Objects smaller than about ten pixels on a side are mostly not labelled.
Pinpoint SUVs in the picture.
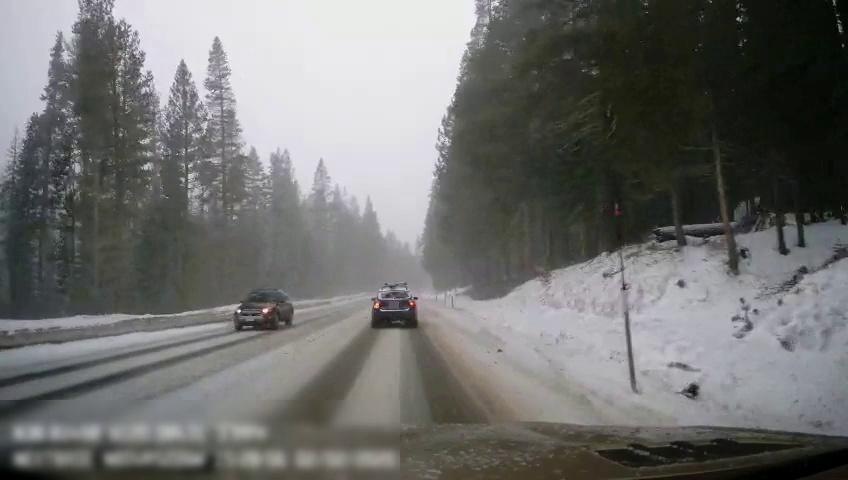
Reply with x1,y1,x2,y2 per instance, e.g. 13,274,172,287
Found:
234,287,294,331
370,281,418,329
